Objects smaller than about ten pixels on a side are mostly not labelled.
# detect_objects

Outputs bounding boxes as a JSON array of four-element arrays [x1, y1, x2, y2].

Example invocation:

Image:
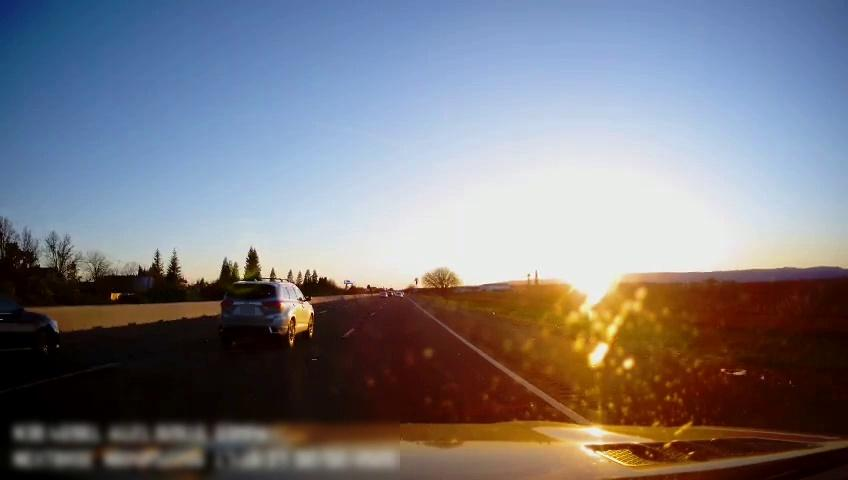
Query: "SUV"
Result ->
[[218, 278, 314, 348]]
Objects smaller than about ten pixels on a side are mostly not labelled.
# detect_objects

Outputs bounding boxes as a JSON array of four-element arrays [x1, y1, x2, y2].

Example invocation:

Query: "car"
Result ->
[[0, 294, 62, 368]]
